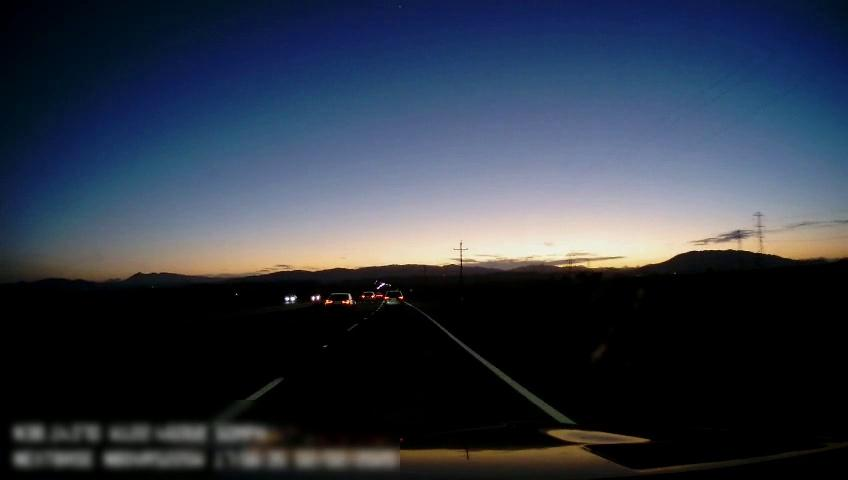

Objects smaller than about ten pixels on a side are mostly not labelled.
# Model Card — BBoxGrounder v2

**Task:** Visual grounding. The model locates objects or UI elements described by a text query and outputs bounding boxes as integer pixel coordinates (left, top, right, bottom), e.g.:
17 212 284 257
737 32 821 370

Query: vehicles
361 291 377 304
284 292 298 303
383 290 405 311
324 292 354 312
310 293 322 302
